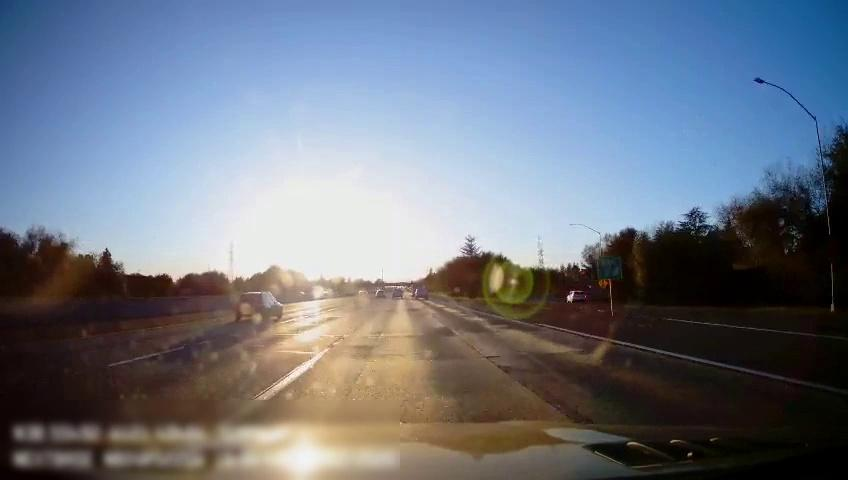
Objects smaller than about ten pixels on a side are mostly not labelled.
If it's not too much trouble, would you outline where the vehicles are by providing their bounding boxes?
[375,289,388,300]
[235,291,284,324]
[566,290,587,305]
[391,288,403,299]
[357,290,370,299]
[415,287,429,299]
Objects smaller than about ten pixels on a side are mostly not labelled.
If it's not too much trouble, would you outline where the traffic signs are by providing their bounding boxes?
[598,256,624,280]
